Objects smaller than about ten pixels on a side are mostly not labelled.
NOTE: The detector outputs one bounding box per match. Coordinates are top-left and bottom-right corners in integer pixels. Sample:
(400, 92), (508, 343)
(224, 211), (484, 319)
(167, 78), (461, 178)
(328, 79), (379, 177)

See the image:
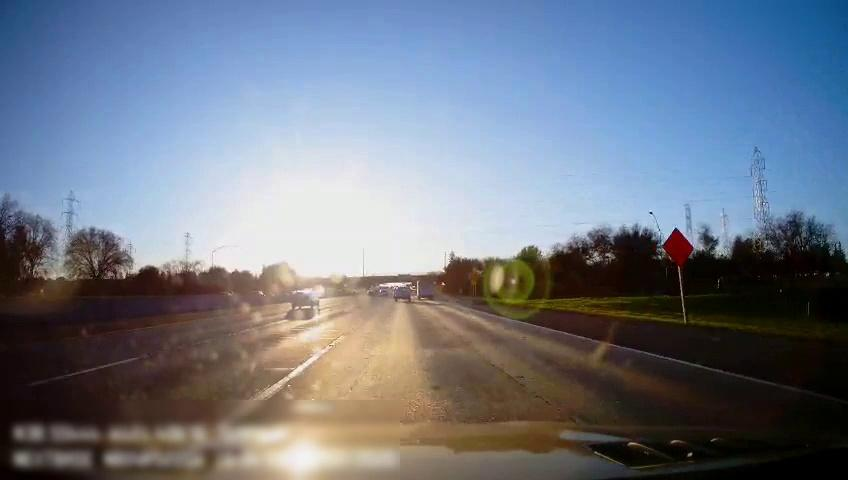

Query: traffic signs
(663, 226), (694, 268)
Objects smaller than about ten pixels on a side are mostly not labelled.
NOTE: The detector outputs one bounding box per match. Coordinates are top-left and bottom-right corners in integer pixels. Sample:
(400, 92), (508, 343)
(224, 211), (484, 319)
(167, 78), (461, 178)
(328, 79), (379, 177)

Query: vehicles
(249, 290), (265, 297)
(291, 289), (320, 311)
(378, 288), (391, 298)
(416, 279), (434, 300)
(394, 286), (411, 301)
(218, 290), (234, 296)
